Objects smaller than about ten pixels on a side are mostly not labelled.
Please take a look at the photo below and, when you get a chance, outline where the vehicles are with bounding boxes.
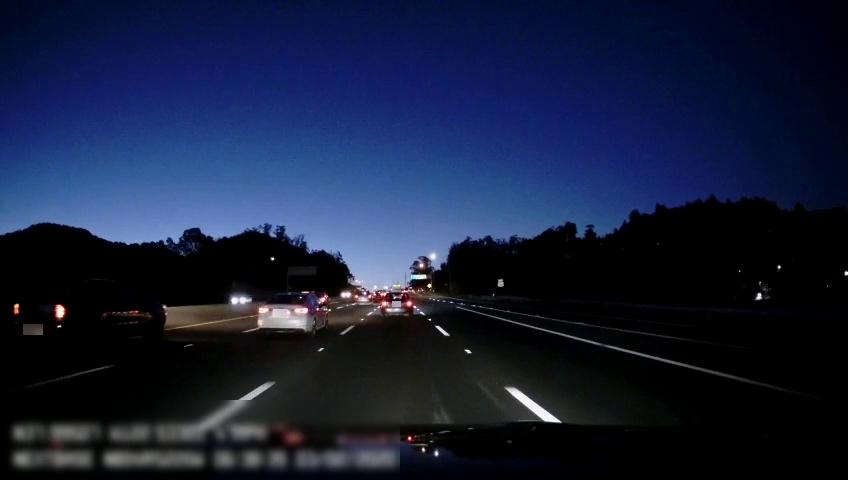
[312,292,330,306]
[257,292,329,339]
[11,279,168,365]
[374,290,384,298]
[354,290,374,308]
[380,291,414,320]
[231,295,252,305]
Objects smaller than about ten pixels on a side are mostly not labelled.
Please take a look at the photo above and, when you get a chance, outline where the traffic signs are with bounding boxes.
[411,274,427,280]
